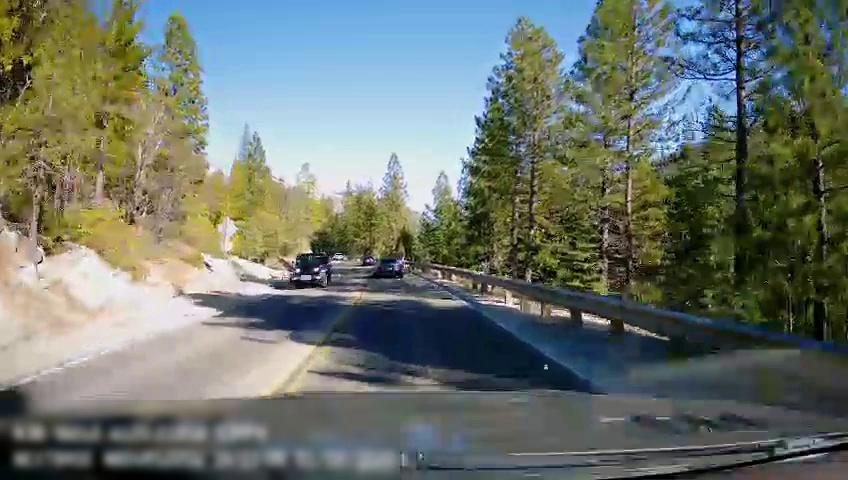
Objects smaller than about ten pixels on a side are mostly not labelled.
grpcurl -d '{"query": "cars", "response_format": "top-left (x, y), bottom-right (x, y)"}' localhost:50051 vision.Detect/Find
top-left (361, 254), bottom-right (376, 265)
top-left (373, 256), bottom-right (403, 278)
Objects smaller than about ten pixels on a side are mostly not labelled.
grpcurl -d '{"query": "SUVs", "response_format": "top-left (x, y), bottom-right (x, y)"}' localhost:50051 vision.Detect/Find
top-left (288, 252), bottom-right (332, 289)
